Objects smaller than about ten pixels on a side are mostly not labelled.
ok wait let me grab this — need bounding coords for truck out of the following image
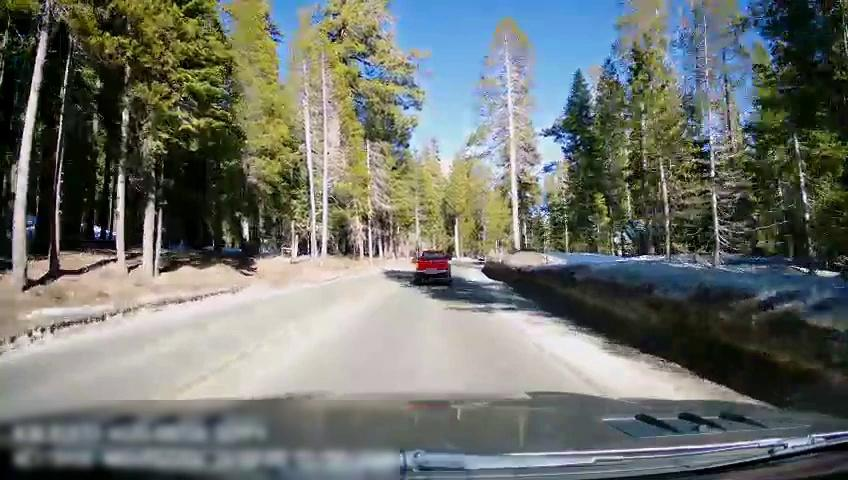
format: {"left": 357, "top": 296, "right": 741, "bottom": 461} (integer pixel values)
{"left": 415, "top": 249, "right": 453, "bottom": 284}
